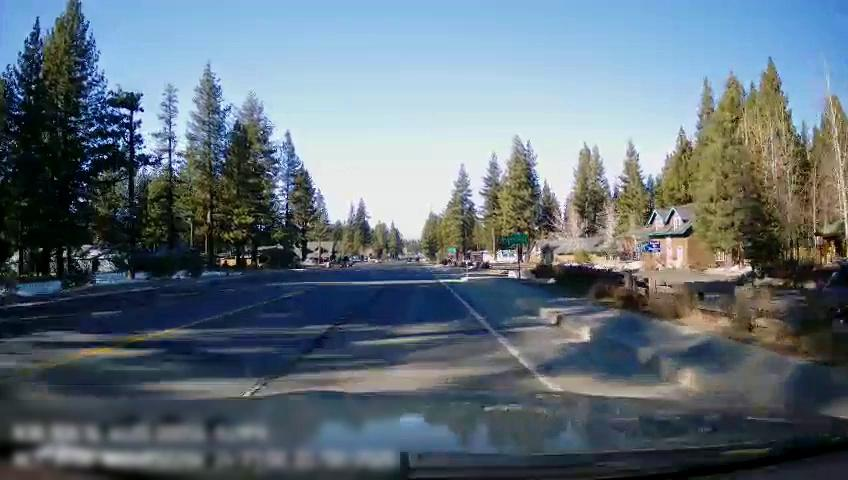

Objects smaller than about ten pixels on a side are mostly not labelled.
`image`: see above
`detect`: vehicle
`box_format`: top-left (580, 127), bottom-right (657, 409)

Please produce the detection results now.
top-left (322, 256), bottom-right (351, 273)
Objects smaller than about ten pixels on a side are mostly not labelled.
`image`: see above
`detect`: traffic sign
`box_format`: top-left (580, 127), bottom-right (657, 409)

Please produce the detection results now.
top-left (511, 232), bottom-right (530, 245)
